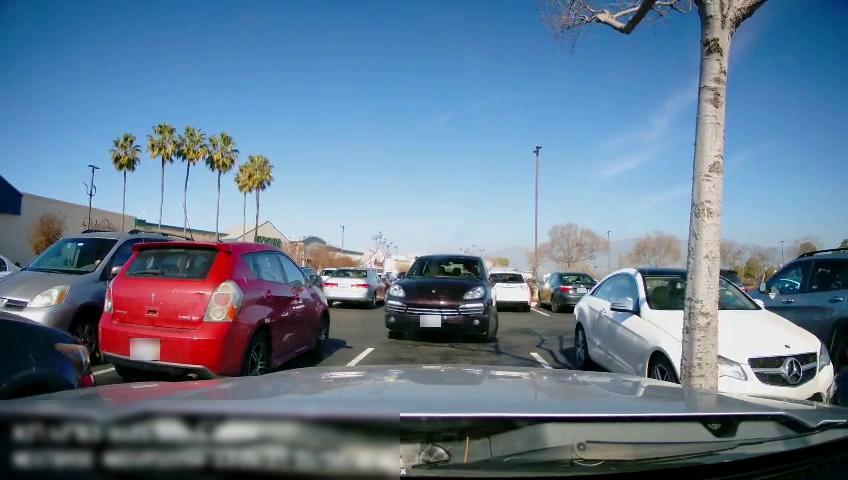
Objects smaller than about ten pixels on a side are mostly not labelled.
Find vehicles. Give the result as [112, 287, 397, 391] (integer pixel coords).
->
[481, 272, 530, 314]
[826, 363, 848, 408]
[0, 228, 217, 366]
[383, 254, 499, 343]
[323, 268, 390, 310]
[278, 266, 325, 293]
[0, 255, 35, 288]
[0, 311, 98, 402]
[731, 248, 848, 396]
[537, 272, 604, 314]
[315, 268, 359, 290]
[573, 266, 836, 405]
[375, 273, 399, 291]
[719, 268, 748, 304]
[97, 241, 330, 383]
